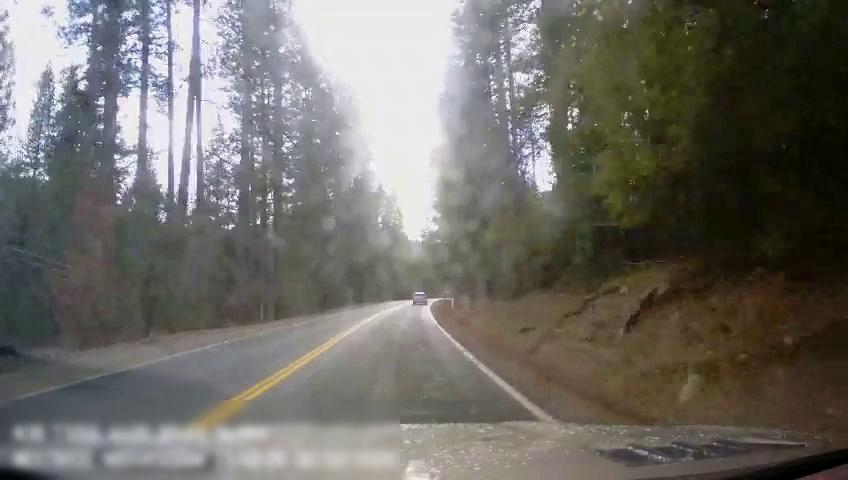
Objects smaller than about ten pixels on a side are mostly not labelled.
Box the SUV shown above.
[411,290,427,306]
